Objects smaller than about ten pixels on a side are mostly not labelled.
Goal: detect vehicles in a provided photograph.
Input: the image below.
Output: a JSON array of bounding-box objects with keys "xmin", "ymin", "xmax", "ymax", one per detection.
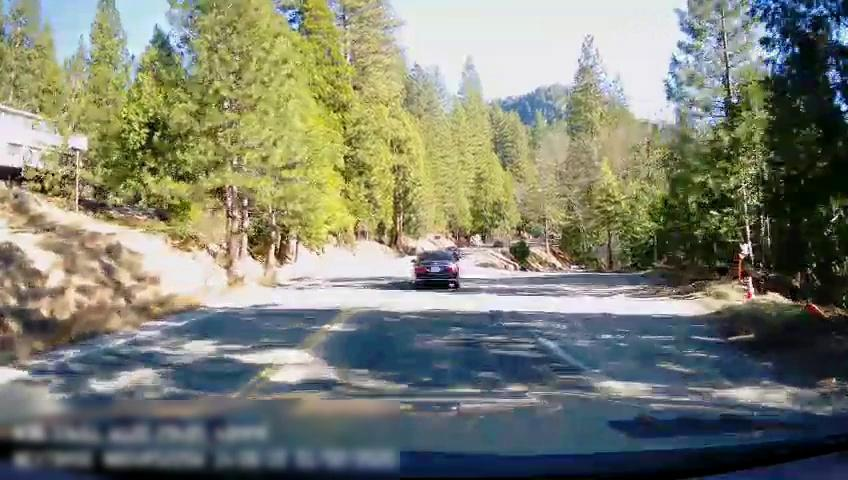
[
  {"xmin": 446, "ymin": 245, "xmax": 463, "ymax": 262},
  {"xmin": 410, "ymin": 250, "xmax": 461, "ymax": 289}
]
